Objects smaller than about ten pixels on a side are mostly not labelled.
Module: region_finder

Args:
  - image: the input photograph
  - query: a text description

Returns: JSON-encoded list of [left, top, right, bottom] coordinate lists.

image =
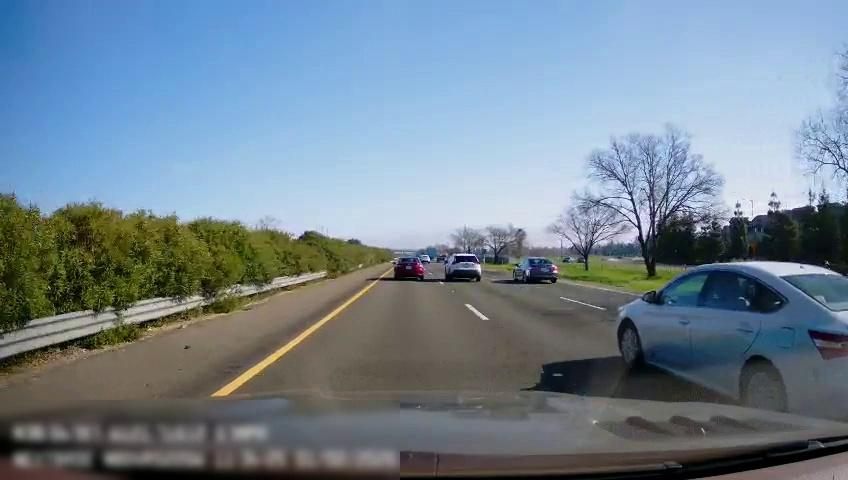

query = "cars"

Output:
[[511, 259, 559, 284], [616, 261, 848, 419], [392, 257, 425, 281]]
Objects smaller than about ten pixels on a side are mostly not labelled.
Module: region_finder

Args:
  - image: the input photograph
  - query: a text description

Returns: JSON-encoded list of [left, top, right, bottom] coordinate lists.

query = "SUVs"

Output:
[[444, 254, 480, 281]]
